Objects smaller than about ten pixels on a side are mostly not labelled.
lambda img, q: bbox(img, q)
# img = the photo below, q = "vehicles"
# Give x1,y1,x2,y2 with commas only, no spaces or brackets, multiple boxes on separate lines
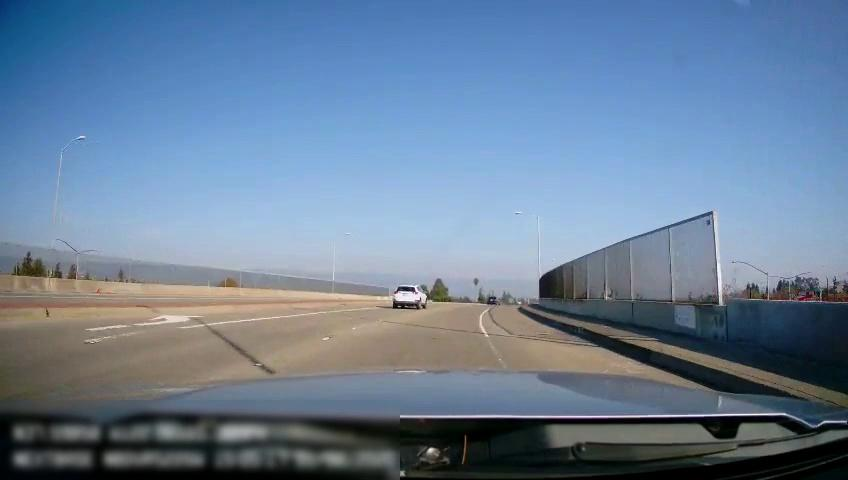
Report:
392,285,429,310
487,296,501,306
